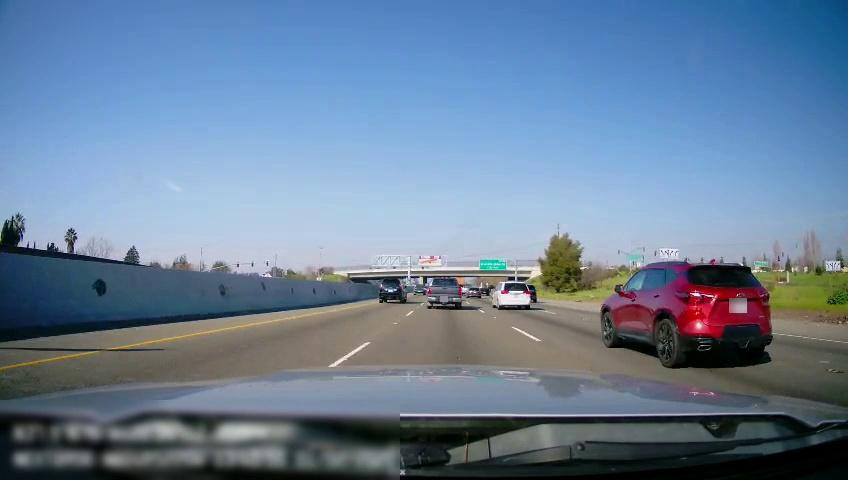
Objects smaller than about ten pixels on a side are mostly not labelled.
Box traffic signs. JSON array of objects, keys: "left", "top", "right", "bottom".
[
  {"left": 825, "top": 260, "right": 839, "bottom": 272},
  {"left": 478, "top": 257, "right": 509, "bottom": 271},
  {"left": 627, "top": 255, "right": 643, "bottom": 263},
  {"left": 752, "top": 261, "right": 770, "bottom": 268},
  {"left": 658, "top": 247, "right": 680, "bottom": 260}
]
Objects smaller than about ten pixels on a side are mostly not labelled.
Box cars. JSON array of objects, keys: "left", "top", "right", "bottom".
[{"left": 468, "top": 285, "right": 483, "bottom": 298}]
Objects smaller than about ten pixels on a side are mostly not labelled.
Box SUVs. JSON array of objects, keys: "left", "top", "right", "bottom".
[
  {"left": 598, "top": 264, "right": 773, "bottom": 369},
  {"left": 492, "top": 281, "right": 532, "bottom": 310},
  {"left": 528, "top": 283, "right": 538, "bottom": 302},
  {"left": 377, "top": 276, "right": 409, "bottom": 305}
]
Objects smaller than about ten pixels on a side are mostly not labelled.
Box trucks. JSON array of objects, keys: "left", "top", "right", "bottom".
[
  {"left": 414, "top": 284, "right": 426, "bottom": 295},
  {"left": 425, "top": 276, "right": 464, "bottom": 310}
]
